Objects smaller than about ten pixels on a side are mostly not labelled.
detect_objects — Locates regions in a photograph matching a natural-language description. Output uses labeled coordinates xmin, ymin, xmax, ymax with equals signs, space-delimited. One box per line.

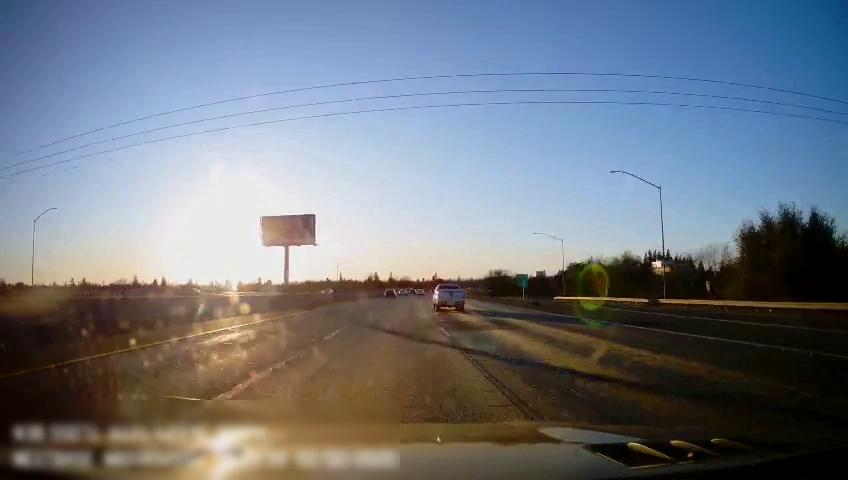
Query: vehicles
xmin=320 ymin=288 xmax=334 ymax=295
xmin=433 ymin=284 xmax=465 ymax=313
xmin=397 ymin=288 xmax=409 ymax=296
xmin=383 ymin=288 xmax=398 ymax=300
xmin=414 ymin=288 xmax=426 ymax=297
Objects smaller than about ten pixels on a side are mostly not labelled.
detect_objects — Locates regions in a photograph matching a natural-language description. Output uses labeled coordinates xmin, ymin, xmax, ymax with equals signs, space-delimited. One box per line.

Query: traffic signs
xmin=518 ymin=273 xmax=528 ymax=287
